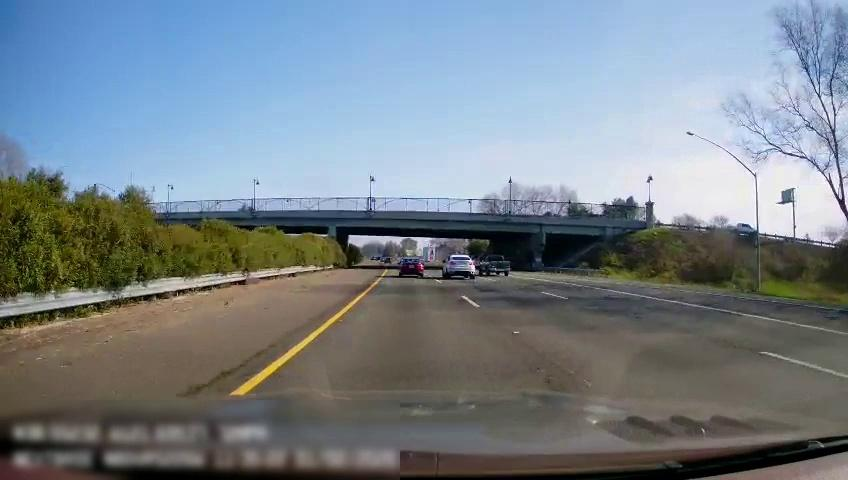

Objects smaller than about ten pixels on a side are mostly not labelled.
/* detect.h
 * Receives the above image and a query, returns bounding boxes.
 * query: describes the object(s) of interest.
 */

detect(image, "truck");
[479,253,510,277]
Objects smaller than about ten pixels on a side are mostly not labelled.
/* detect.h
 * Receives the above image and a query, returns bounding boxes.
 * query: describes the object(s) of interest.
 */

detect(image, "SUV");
[441,254,474,280]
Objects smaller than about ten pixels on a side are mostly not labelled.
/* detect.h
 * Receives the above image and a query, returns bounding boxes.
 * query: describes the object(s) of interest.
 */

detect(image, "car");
[398,257,424,278]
